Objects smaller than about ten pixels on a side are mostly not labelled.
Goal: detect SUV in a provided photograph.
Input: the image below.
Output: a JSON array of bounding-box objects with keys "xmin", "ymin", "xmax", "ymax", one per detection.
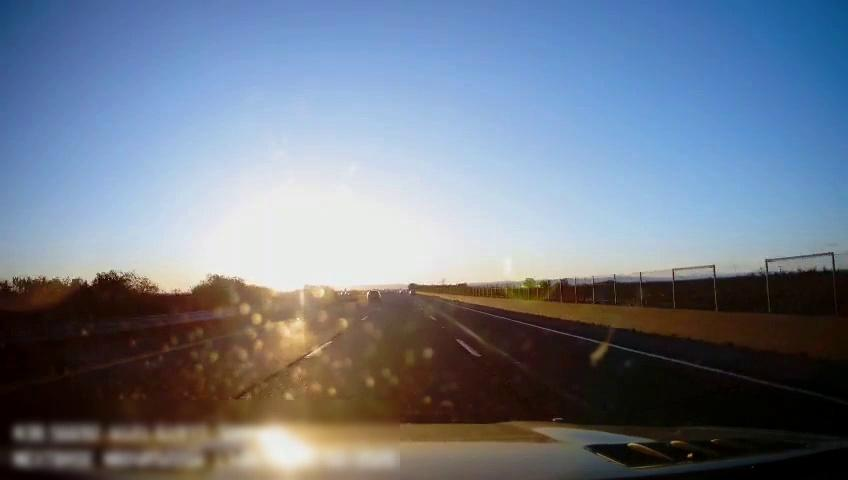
[{"xmin": 366, "ymin": 290, "xmax": 382, "ymax": 302}]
